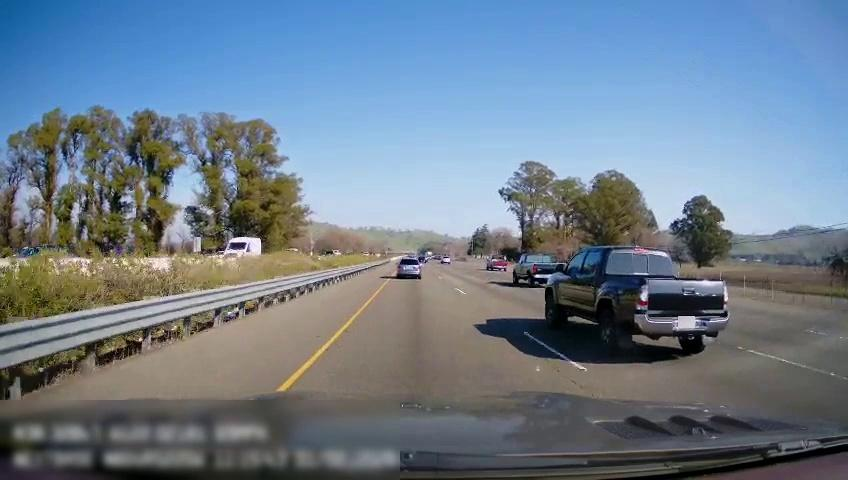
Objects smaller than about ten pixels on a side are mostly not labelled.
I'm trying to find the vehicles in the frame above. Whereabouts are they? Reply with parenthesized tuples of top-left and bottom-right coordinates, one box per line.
(223, 236, 262, 258)
(440, 255, 451, 264)
(211, 250, 226, 258)
(543, 244, 729, 356)
(486, 254, 507, 271)
(397, 257, 422, 279)
(511, 253, 568, 287)
(11, 243, 70, 258)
